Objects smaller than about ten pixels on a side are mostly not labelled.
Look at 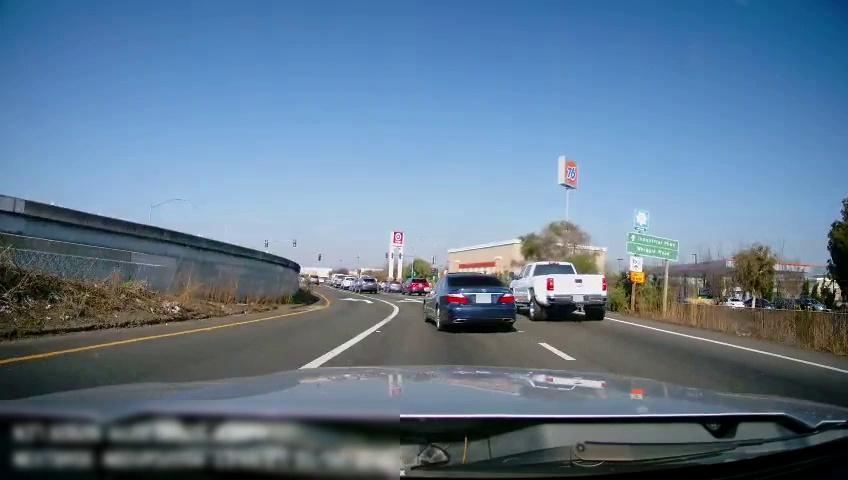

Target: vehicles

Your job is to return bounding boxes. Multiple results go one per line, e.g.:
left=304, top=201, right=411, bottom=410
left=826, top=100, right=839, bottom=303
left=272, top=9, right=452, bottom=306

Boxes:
left=384, top=281, right=401, bottom=293
left=334, top=275, right=346, bottom=289
left=308, top=275, right=320, bottom=286
left=509, top=262, right=608, bottom=322
left=423, top=272, right=516, bottom=331
left=354, top=277, right=378, bottom=294
left=340, top=277, right=358, bottom=290
left=349, top=280, right=358, bottom=293
left=401, top=277, right=431, bottom=296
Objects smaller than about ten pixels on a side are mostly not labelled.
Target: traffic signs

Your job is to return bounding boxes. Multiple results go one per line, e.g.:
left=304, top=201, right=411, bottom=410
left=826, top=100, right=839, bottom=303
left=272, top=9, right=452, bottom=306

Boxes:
left=626, top=232, right=680, bottom=261
left=630, top=271, right=647, bottom=283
